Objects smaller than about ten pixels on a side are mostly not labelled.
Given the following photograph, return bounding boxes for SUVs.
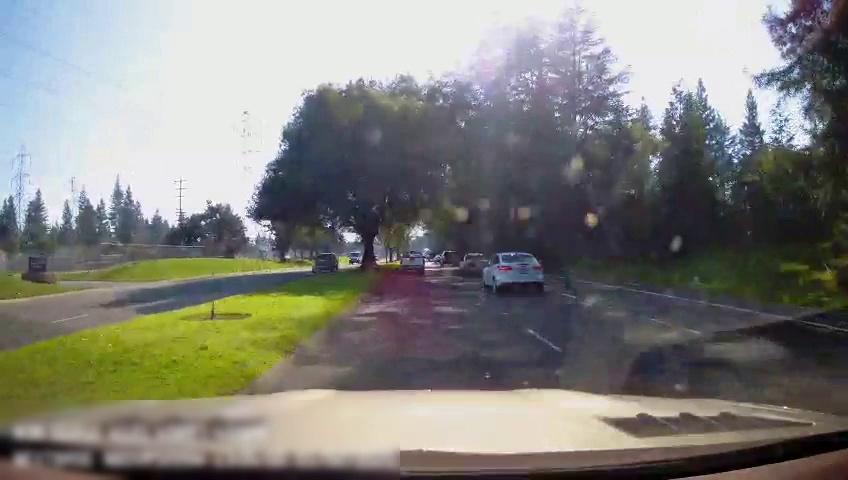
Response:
[439,250,459,266]
[312,253,341,273]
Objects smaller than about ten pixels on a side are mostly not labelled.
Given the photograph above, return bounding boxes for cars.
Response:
[478,251,546,298]
[458,252,488,274]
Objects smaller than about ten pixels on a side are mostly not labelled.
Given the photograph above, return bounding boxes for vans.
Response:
[347,250,362,264]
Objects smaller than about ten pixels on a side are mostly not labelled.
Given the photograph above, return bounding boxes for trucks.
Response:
[399,248,426,272]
